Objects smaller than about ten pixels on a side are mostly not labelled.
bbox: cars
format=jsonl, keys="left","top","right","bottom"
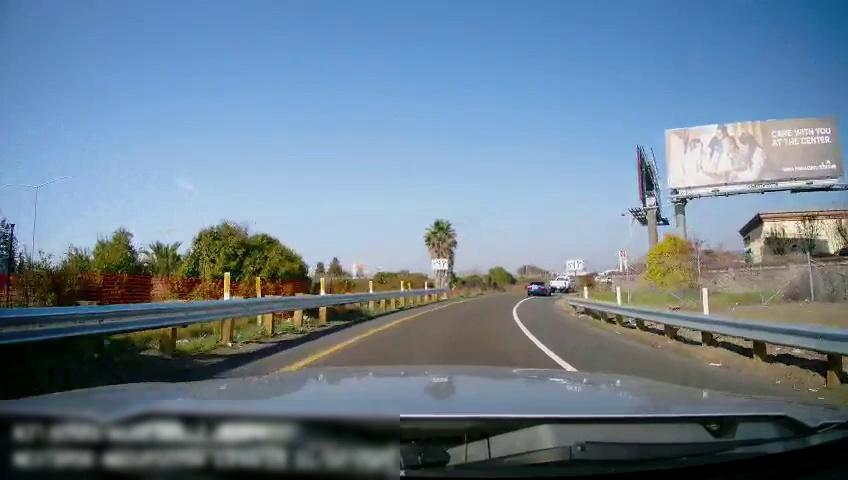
{"left": 527, "top": 281, "right": 552, "bottom": 297}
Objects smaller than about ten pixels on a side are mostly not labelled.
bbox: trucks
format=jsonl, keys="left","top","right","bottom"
{"left": 550, "top": 275, "right": 575, "bottom": 294}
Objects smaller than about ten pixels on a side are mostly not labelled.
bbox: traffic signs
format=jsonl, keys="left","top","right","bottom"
{"left": 431, "top": 258, "right": 449, "bottom": 270}
{"left": 566, "top": 260, "right": 584, "bottom": 271}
